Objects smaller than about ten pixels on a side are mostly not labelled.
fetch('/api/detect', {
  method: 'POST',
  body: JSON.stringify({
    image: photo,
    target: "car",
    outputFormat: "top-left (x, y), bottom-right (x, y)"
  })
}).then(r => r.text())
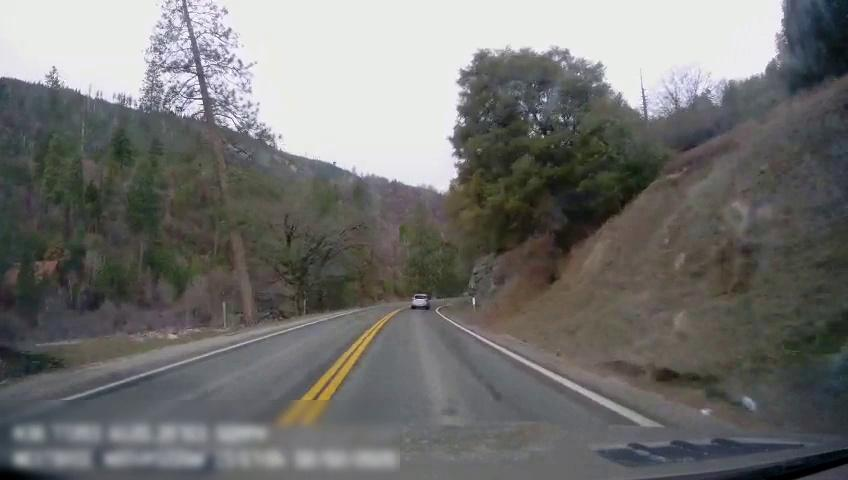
top-left (411, 293), bottom-right (429, 310)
